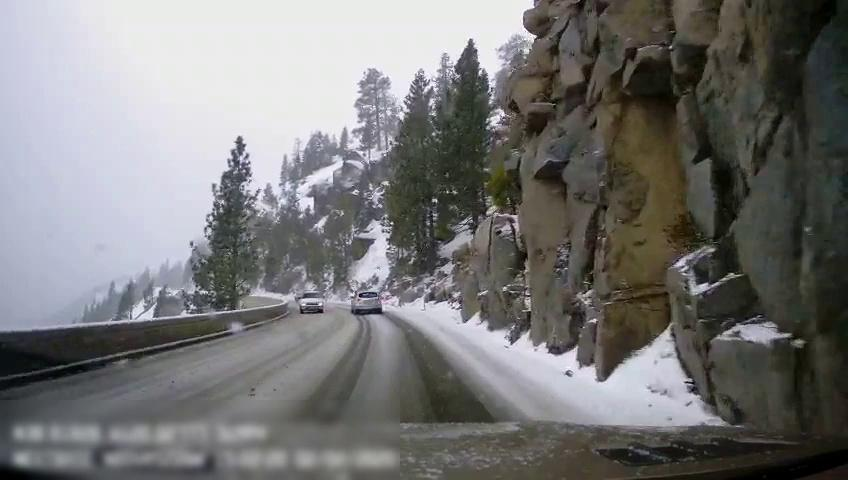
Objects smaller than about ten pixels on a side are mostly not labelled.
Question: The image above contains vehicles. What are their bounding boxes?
[348,289,383,315]
[293,290,308,302]
[297,291,326,314]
